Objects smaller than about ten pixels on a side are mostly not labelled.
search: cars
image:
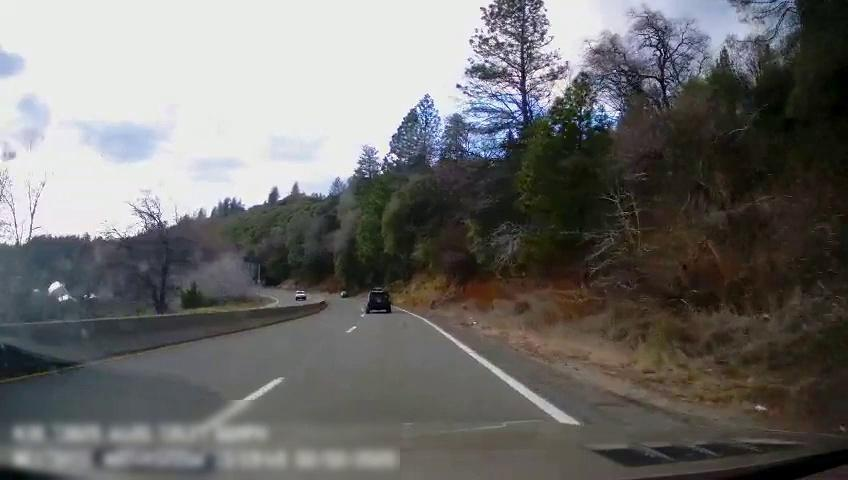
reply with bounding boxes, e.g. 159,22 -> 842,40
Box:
294,290 -> 307,301
339,291 -> 349,299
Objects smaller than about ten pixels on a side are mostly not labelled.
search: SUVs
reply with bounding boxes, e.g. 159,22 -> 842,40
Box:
366,290 -> 393,313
